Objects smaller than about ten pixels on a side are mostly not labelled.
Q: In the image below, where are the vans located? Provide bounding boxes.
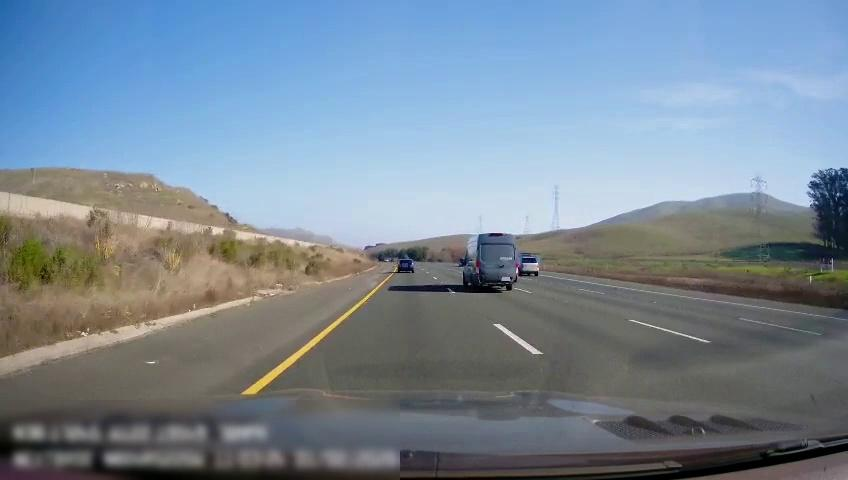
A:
[458,232,519,292]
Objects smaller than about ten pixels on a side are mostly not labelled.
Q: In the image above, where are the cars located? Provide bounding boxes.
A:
[518,255,541,277]
[397,259,415,274]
